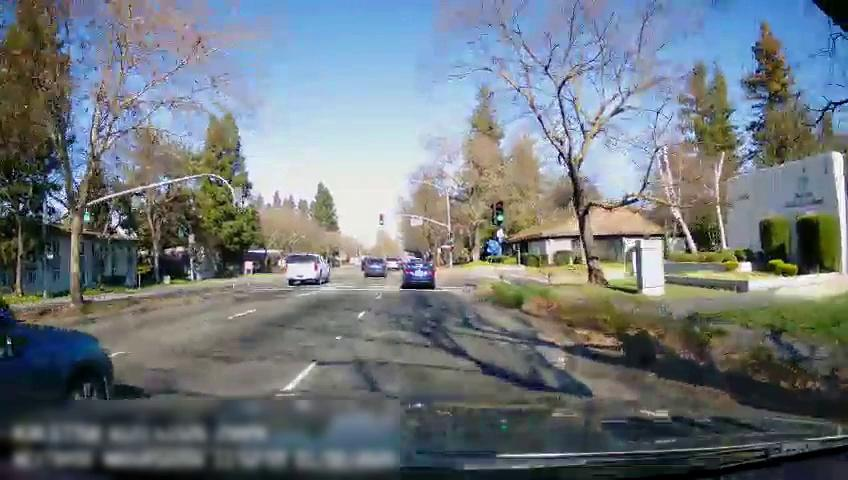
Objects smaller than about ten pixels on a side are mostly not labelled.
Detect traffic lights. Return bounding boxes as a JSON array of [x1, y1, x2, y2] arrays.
[[490, 202, 499, 225], [494, 199, 505, 226], [82, 207, 90, 224], [375, 208, 385, 225]]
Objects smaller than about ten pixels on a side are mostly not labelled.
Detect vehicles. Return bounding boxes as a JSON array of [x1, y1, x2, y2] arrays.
[[285, 252, 331, 287], [360, 256, 389, 279], [383, 256, 400, 270], [400, 259, 436, 288], [0, 292, 119, 417]]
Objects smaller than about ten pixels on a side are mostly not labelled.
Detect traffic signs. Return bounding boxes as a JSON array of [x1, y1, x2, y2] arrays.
[[407, 215, 424, 226]]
